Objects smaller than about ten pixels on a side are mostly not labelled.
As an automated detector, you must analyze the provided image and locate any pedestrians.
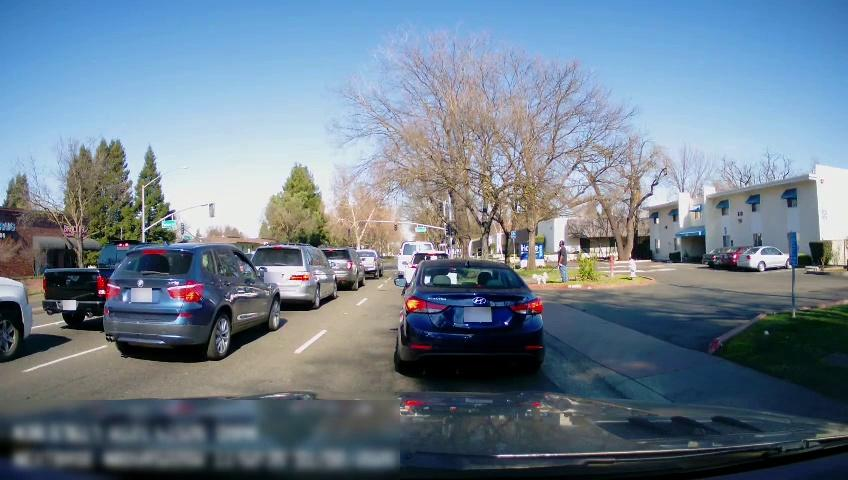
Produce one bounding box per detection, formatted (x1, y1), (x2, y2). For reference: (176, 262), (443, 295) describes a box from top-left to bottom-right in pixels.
(556, 240), (569, 283)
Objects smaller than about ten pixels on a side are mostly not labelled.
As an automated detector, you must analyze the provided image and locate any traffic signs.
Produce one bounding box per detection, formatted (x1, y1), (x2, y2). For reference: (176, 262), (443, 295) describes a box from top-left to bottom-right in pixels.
(161, 220), (176, 229)
(415, 227), (427, 233)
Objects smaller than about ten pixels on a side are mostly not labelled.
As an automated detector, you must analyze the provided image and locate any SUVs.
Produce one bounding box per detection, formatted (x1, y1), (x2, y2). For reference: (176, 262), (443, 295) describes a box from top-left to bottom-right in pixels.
(402, 251), (454, 284)
(103, 242), (282, 360)
(319, 246), (366, 291)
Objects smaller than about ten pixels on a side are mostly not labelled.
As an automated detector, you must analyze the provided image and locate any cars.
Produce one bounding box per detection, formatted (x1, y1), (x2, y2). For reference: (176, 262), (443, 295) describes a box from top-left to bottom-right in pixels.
(719, 246), (753, 269)
(702, 246), (730, 268)
(394, 259), (543, 372)
(736, 246), (796, 272)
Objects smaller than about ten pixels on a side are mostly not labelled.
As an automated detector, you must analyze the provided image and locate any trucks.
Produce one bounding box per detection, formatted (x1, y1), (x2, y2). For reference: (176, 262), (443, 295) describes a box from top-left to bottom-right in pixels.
(356, 249), (384, 279)
(0, 275), (34, 362)
(42, 240), (148, 329)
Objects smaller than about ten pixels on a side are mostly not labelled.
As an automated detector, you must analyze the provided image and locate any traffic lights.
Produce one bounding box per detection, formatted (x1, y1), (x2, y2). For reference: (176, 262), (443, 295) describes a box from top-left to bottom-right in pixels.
(449, 225), (456, 238)
(180, 222), (185, 235)
(208, 203), (216, 219)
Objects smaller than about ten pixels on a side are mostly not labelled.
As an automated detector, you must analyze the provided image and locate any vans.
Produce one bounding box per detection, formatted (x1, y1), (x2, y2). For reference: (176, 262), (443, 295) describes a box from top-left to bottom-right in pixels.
(248, 244), (338, 310)
(397, 241), (435, 279)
